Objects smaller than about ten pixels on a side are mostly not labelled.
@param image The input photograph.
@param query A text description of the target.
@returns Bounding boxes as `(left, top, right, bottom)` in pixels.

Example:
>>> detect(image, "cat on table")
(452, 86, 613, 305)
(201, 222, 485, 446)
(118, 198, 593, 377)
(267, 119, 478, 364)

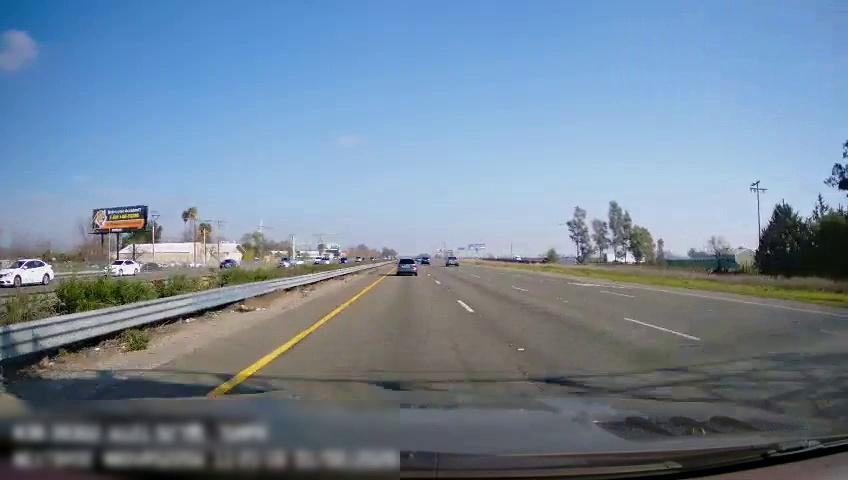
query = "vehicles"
(395, 258, 418, 277)
(420, 256, 431, 266)
(102, 258, 141, 278)
(0, 259, 55, 289)
(219, 258, 237, 270)
(445, 256, 459, 267)
(275, 256, 297, 270)
(313, 256, 323, 265)
(318, 256, 334, 266)
(338, 257, 350, 265)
